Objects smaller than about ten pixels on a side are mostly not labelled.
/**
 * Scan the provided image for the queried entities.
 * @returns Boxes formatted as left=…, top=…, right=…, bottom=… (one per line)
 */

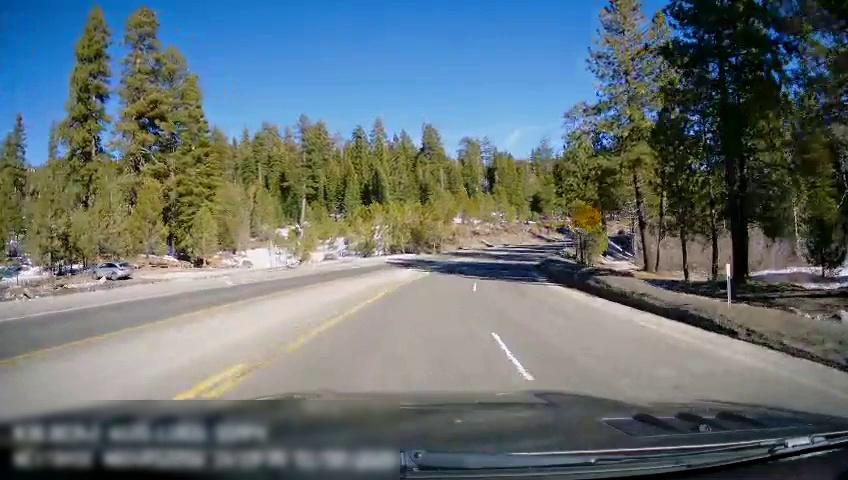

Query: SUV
left=89, top=261, right=132, bottom=282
